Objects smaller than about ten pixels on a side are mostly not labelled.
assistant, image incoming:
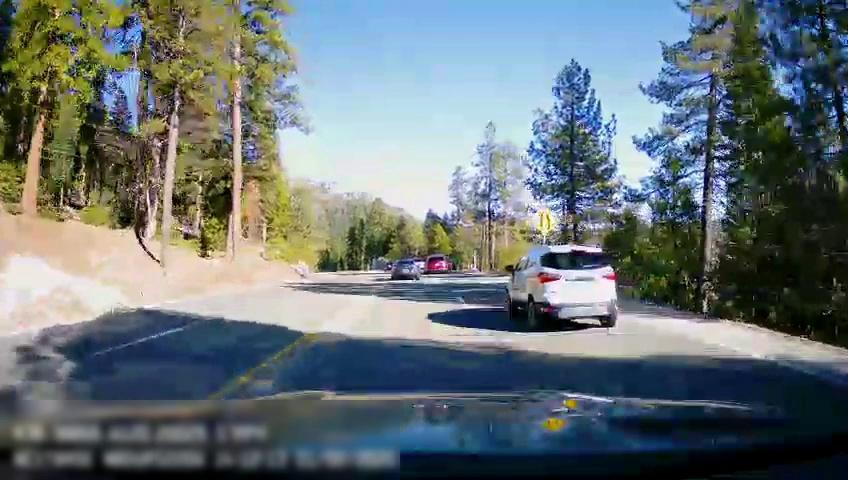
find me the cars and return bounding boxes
[391,257,423,281]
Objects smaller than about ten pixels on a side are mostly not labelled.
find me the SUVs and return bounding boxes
[423,254,449,275]
[502,244,620,333]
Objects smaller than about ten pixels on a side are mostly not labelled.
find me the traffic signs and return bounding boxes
[535,208,558,236]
